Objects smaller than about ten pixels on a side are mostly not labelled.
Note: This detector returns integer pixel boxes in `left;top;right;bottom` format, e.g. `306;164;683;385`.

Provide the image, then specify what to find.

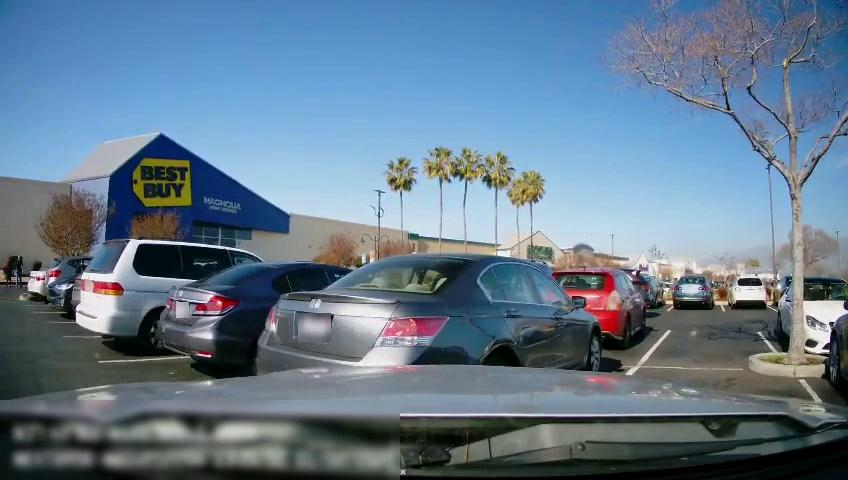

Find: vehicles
255;253;602;375
827;300;848;389
159;258;379;368
541;268;650;350
75;238;274;359
26;262;105;304
41;255;125;303
726;276;768;310
49;265;164;318
672;275;717;311
629;275;665;309
772;272;792;307
774;275;848;357
71;263;165;321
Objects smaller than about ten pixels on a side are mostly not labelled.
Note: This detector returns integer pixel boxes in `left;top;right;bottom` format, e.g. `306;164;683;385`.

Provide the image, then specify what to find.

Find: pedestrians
4;260;14;289
14;255;24;288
